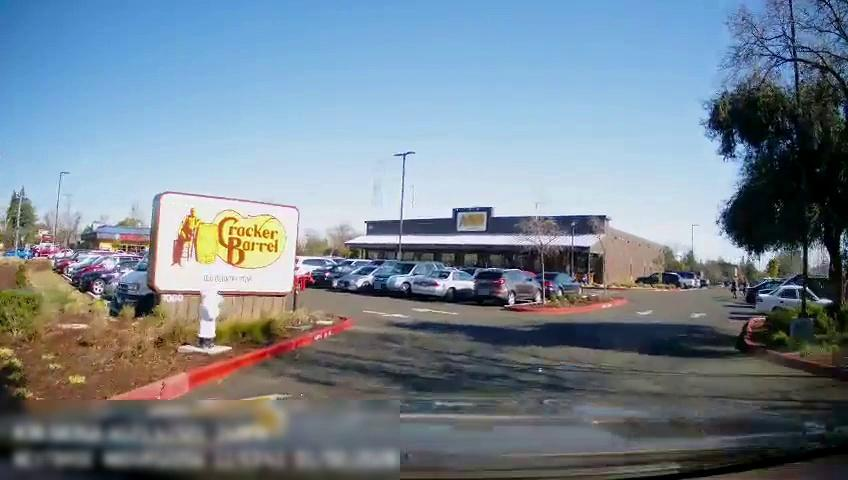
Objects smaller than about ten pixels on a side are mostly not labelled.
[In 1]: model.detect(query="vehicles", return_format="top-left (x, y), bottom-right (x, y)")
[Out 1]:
top-left (371, 260), bottom-right (445, 296)
top-left (310, 263), bottom-right (364, 290)
top-left (473, 267), bottom-right (544, 306)
top-left (757, 271), bottom-right (848, 301)
top-left (635, 272), bottom-right (679, 287)
top-left (410, 268), bottom-right (474, 301)
top-left (673, 271), bottom-right (707, 287)
top-left (457, 267), bottom-right (479, 277)
top-left (333, 264), bottom-right (388, 293)
top-left (743, 279), bottom-right (785, 303)
top-left (664, 272), bottom-right (701, 287)
top-left (534, 271), bottom-right (578, 293)
top-left (757, 284), bottom-right (835, 316)
top-left (295, 256), bottom-right (338, 283)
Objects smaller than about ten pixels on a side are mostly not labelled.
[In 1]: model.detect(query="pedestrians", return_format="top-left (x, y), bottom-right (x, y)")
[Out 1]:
top-left (731, 279), bottom-right (737, 297)
top-left (737, 277), bottom-right (743, 296)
